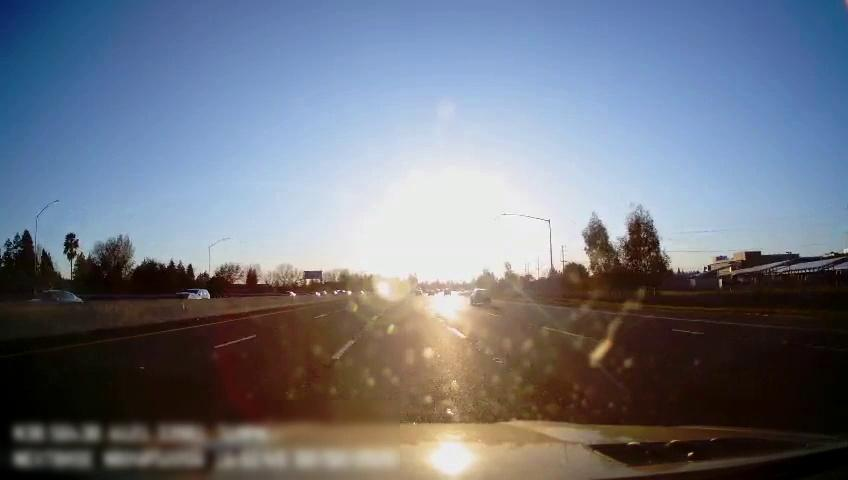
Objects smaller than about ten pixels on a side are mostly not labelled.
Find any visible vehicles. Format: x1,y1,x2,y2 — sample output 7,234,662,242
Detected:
306,291,321,298
180,288,211,300
26,289,84,305
281,290,297,297
469,288,491,305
